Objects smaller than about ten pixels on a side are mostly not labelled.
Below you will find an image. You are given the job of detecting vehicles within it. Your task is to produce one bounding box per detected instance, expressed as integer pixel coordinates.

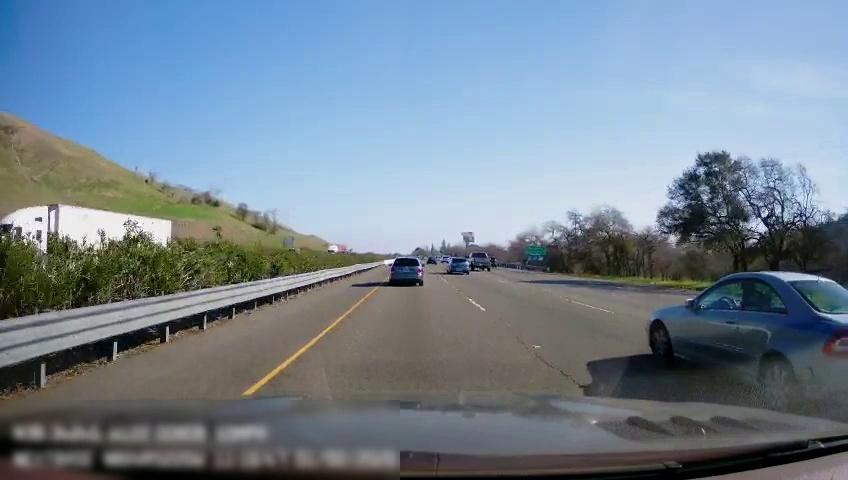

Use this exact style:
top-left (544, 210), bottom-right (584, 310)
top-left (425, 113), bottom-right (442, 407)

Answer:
top-left (389, 258), bottom-right (425, 287)
top-left (644, 269), bottom-right (848, 424)
top-left (447, 258), bottom-right (470, 275)
top-left (327, 244), bottom-right (347, 257)
top-left (0, 204), bottom-right (172, 255)
top-left (488, 256), bottom-right (496, 269)
top-left (426, 256), bottom-right (438, 265)
top-left (468, 253), bottom-right (491, 272)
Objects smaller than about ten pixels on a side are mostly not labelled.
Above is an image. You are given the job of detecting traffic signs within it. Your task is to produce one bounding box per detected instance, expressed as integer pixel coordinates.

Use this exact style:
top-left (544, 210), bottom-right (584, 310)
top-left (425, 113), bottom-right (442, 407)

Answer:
top-left (527, 246), bottom-right (546, 255)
